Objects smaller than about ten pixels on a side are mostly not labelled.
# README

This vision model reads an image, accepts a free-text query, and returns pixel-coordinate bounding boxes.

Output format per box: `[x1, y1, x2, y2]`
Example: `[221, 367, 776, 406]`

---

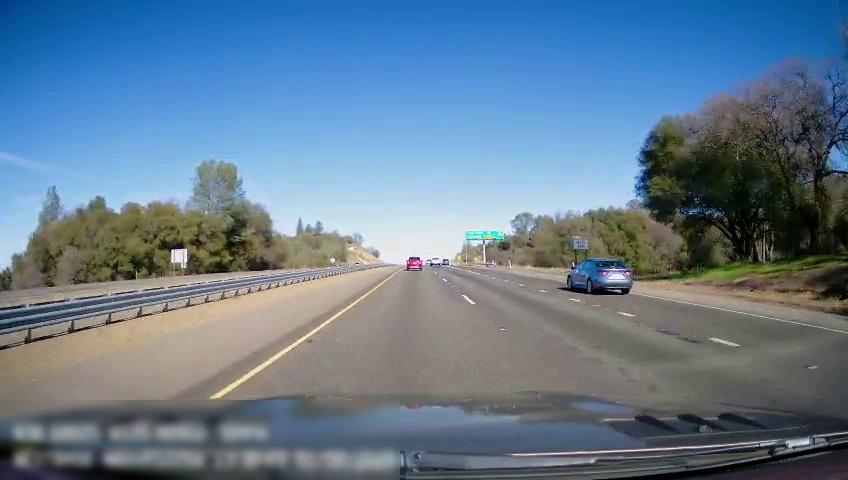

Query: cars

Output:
[406, 256, 424, 271]
[567, 257, 632, 295]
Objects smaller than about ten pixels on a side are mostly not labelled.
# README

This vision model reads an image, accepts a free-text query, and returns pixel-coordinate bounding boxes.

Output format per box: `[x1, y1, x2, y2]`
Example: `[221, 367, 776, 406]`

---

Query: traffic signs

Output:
[573, 239, 590, 249]
[464, 231, 505, 240]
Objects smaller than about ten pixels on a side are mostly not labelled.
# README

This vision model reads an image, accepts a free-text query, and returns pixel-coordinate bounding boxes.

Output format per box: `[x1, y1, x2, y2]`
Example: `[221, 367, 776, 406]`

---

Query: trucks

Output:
[430, 257, 441, 266]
